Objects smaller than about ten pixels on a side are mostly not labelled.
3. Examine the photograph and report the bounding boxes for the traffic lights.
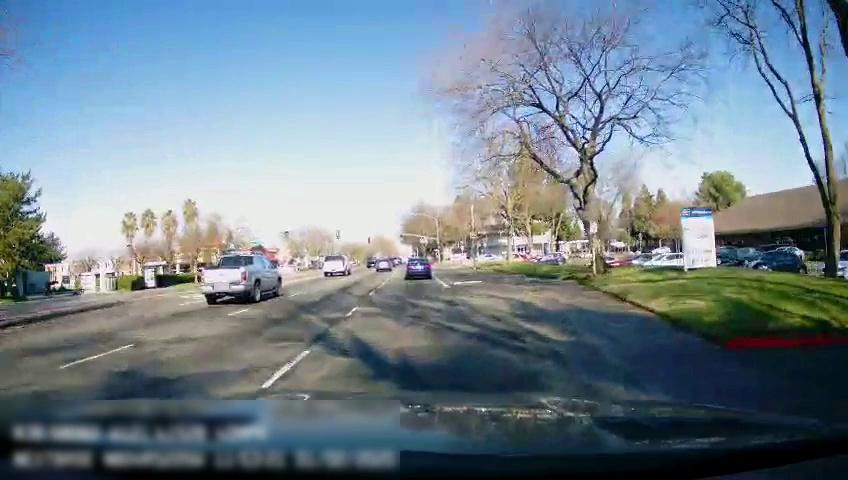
[279,224,288,240]
[335,226,342,240]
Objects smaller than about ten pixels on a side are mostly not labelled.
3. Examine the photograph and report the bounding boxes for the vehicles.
[199,254,285,305]
[376,256,393,272]
[367,256,379,267]
[405,258,432,280]
[323,255,352,276]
